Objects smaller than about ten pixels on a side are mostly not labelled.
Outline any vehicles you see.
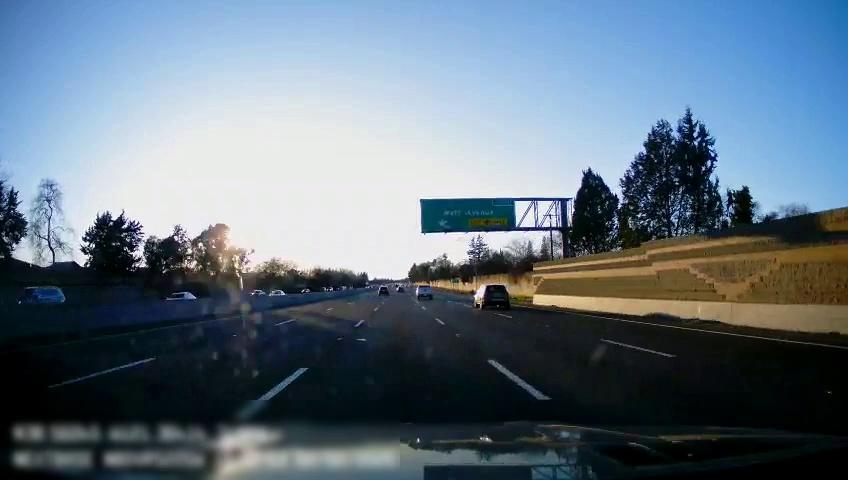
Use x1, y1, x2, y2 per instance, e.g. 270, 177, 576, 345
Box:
11, 285, 66, 305
300, 288, 311, 294
377, 286, 389, 297
248, 289, 266, 297
415, 285, 433, 300
165, 291, 197, 301
267, 289, 286, 297
473, 283, 511, 310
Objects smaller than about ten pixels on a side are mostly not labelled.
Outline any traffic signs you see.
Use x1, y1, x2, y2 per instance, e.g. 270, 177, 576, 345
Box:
419, 197, 516, 233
